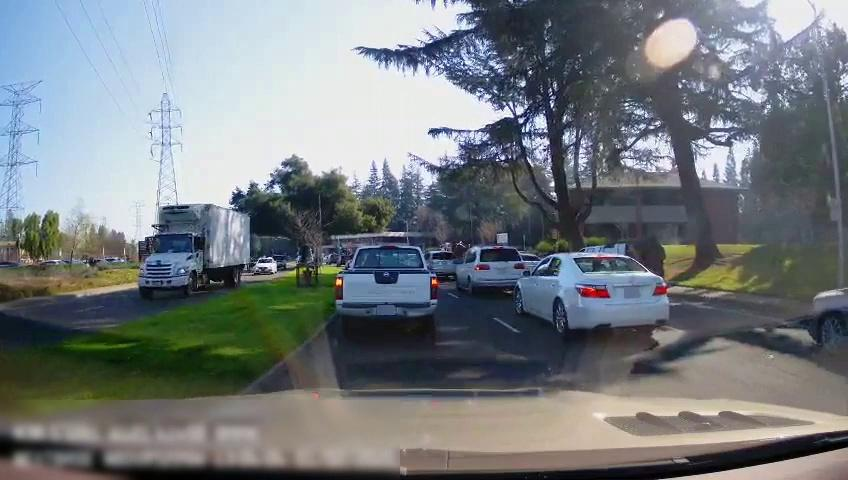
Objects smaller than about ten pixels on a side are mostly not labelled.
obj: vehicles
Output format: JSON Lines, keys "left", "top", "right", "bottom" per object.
{"left": 806, "top": 287, "right": 848, "bottom": 359}
{"left": 273, "top": 255, "right": 292, "bottom": 270}
{"left": 336, "top": 253, "right": 350, "bottom": 267}
{"left": 253, "top": 256, "right": 278, "bottom": 276}
{"left": 455, "top": 245, "right": 528, "bottom": 296}
{"left": 429, "top": 250, "right": 456, "bottom": 274}
{"left": 136, "top": 202, "right": 252, "bottom": 300}
{"left": 580, "top": 237, "right": 667, "bottom": 279}
{"left": 325, "top": 253, "right": 338, "bottom": 265}
{"left": 523, "top": 253, "right": 543, "bottom": 271}
{"left": 334, "top": 245, "right": 440, "bottom": 339}
{"left": 509, "top": 251, "right": 670, "bottom": 345}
